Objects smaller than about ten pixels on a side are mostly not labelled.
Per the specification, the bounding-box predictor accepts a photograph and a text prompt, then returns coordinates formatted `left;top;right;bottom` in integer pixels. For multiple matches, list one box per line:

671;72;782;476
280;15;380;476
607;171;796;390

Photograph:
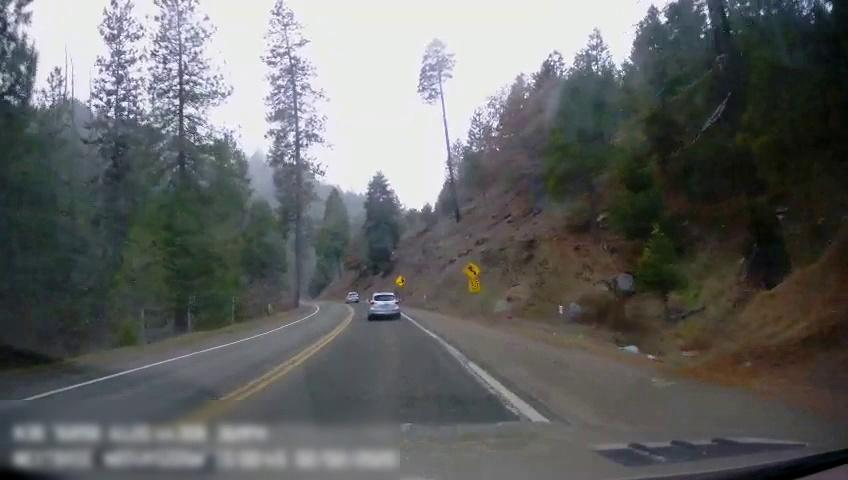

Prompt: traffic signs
469;280;480;293
395;275;407;288
464;261;481;280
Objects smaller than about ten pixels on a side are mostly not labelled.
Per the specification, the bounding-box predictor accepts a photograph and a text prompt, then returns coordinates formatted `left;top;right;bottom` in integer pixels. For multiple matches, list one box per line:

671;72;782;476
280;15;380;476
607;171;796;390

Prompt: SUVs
367;292;401;320
345;292;359;303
